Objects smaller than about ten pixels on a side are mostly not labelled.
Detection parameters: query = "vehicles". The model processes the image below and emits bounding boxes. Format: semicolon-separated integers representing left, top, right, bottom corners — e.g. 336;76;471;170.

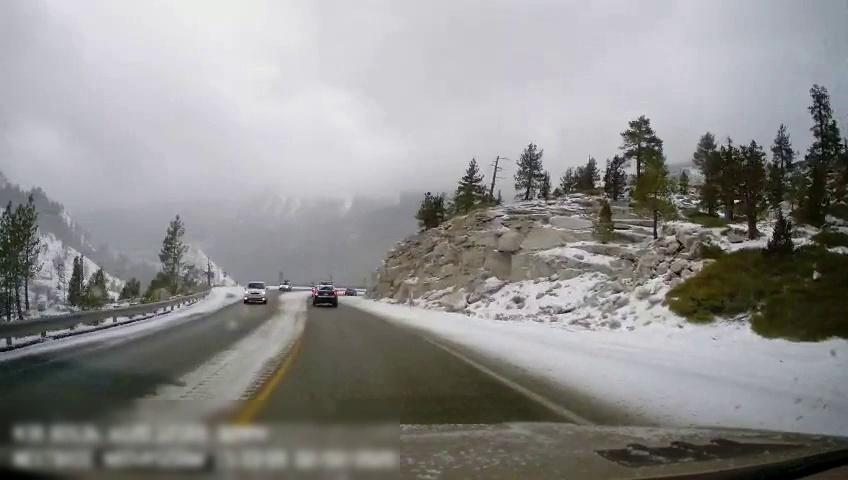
278;281;293;292
312;281;339;308
243;280;270;305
